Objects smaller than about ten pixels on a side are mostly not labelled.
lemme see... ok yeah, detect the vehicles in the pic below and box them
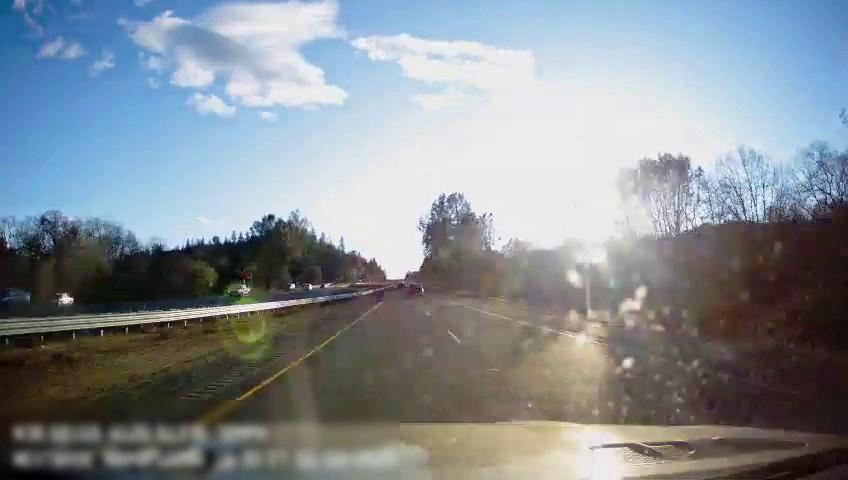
[46,291,75,308]
[227,284,251,299]
[282,283,296,292]
[406,282,424,296]
[0,286,31,312]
